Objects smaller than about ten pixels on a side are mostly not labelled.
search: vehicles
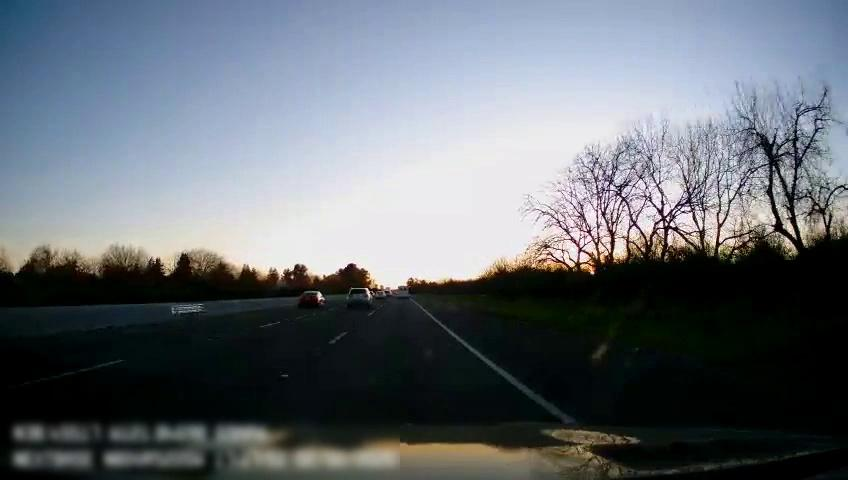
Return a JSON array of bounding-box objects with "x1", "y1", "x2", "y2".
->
[
  {"x1": 375, "y1": 290, "x2": 387, "y2": 300},
  {"x1": 298, "y1": 290, "x2": 326, "y2": 310},
  {"x1": 346, "y1": 287, "x2": 373, "y2": 309},
  {"x1": 397, "y1": 285, "x2": 410, "y2": 300}
]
